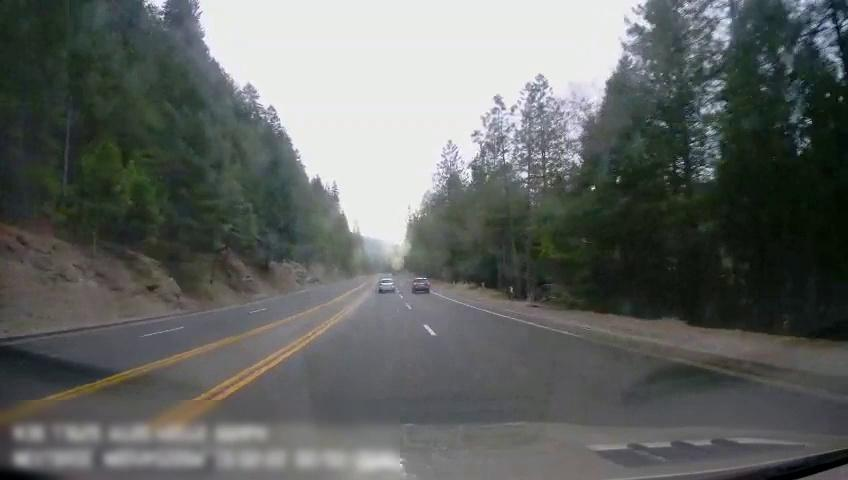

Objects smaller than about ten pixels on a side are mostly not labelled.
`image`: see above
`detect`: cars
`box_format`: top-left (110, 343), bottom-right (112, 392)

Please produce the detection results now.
top-left (411, 277), bottom-right (431, 293)
top-left (378, 278), bottom-right (396, 293)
